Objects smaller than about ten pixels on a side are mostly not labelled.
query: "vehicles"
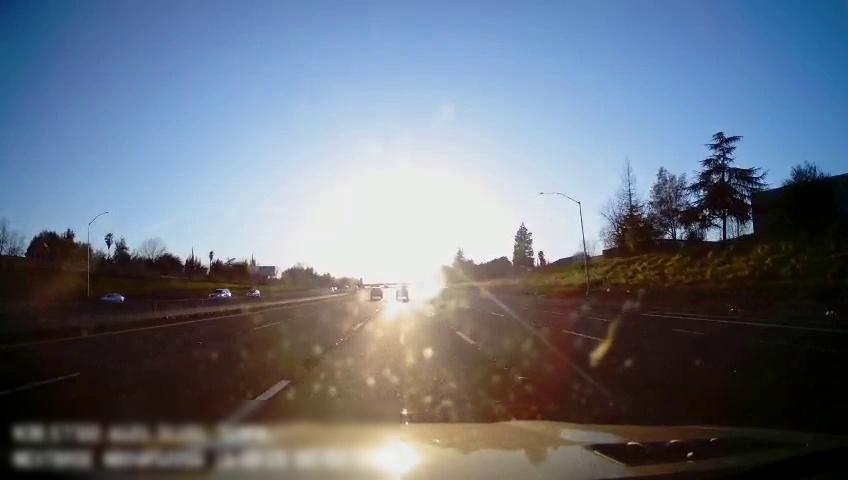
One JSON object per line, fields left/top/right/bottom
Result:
{"left": 99, "top": 293, "right": 125, "bottom": 305}
{"left": 429, "top": 287, "right": 451, "bottom": 306}
{"left": 245, "top": 289, "right": 261, "bottom": 298}
{"left": 370, "top": 287, "right": 384, "bottom": 300}
{"left": 396, "top": 287, "right": 409, "bottom": 301}
{"left": 208, "top": 288, "right": 232, "bottom": 301}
